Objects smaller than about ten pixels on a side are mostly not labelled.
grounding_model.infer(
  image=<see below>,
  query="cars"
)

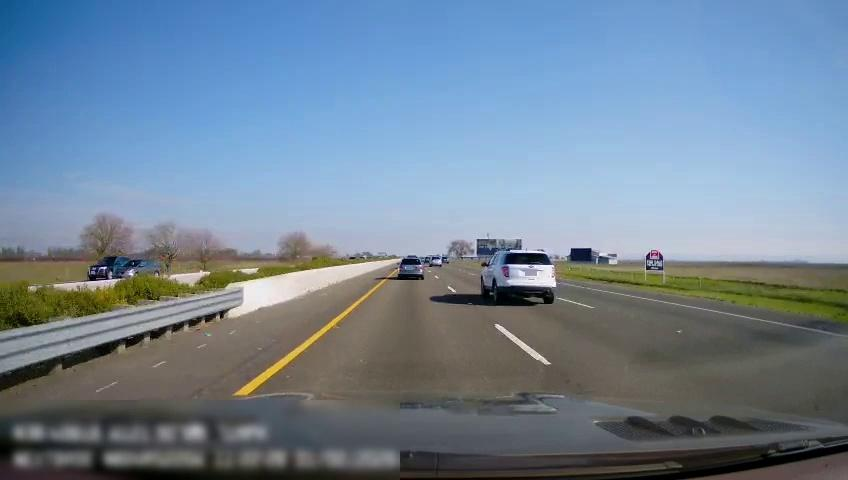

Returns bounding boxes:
[397,257,426,280]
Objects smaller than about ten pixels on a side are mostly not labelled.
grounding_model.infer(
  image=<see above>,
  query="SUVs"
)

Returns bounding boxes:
[87,256,130,282]
[428,256,443,268]
[112,259,163,279]
[479,249,557,307]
